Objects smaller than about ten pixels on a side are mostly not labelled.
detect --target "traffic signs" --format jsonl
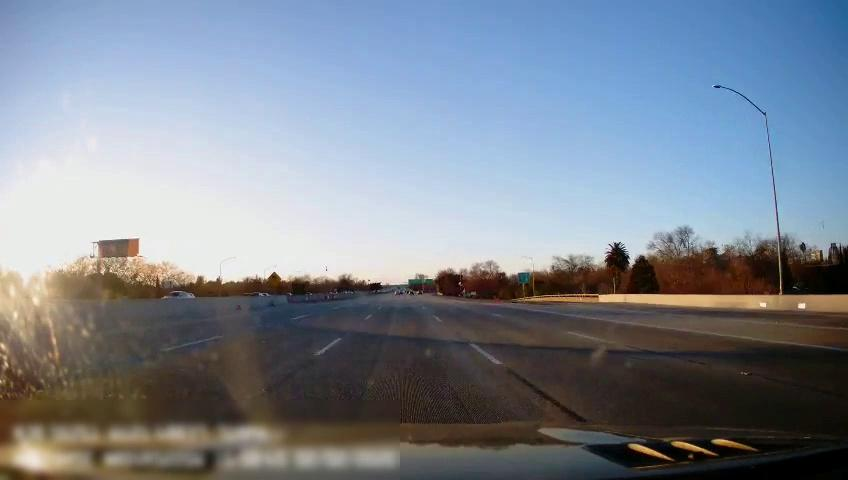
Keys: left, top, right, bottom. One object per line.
{"left": 518, "top": 272, "right": 531, "bottom": 284}
{"left": 409, "top": 279, "right": 421, "bottom": 286}
{"left": 421, "top": 279, "right": 433, "bottom": 286}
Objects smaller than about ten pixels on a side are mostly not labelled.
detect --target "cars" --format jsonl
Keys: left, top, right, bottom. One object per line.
{"left": 161, "top": 291, "right": 195, "bottom": 300}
